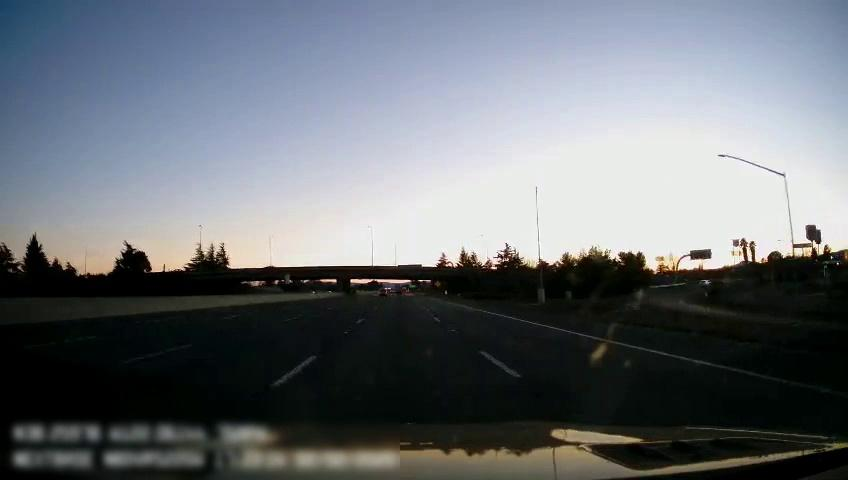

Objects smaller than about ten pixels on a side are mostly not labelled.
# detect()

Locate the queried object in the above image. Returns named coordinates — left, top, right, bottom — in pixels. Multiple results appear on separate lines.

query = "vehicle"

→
left=699, top=280, right=713, bottom=286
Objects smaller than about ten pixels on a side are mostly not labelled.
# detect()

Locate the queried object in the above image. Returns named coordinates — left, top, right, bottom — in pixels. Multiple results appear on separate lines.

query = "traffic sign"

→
left=398, top=265, right=422, bottom=274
